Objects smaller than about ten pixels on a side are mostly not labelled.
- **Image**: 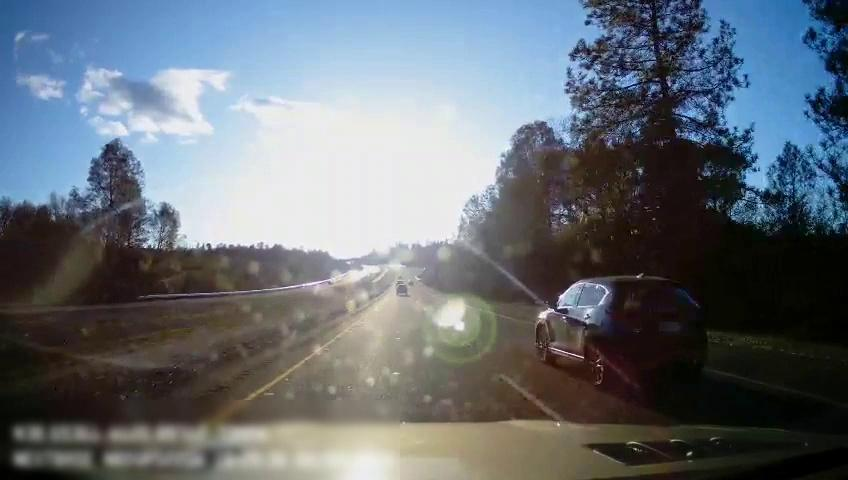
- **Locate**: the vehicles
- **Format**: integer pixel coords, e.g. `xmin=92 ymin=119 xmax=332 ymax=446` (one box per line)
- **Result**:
xmin=534 ymin=277 xmax=709 ymax=392
xmin=396 ymin=284 xmax=408 ymax=295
